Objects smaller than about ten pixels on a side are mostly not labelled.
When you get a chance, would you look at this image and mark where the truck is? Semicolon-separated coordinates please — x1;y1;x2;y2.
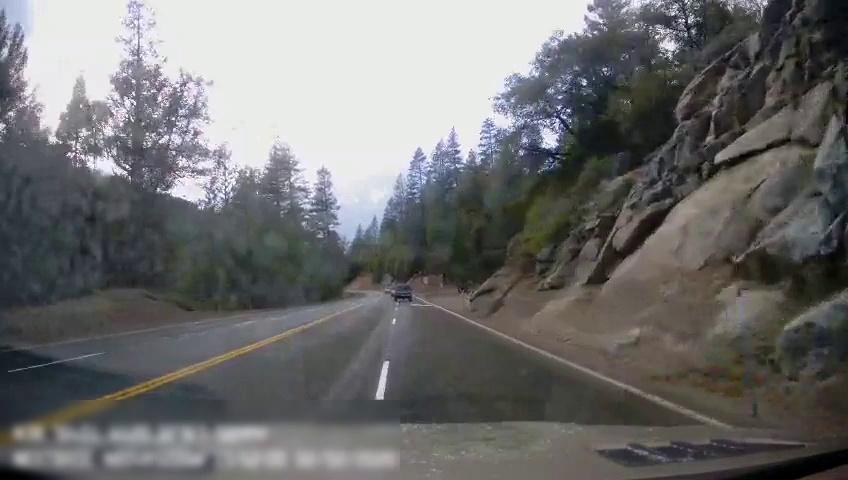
394;285;412;301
